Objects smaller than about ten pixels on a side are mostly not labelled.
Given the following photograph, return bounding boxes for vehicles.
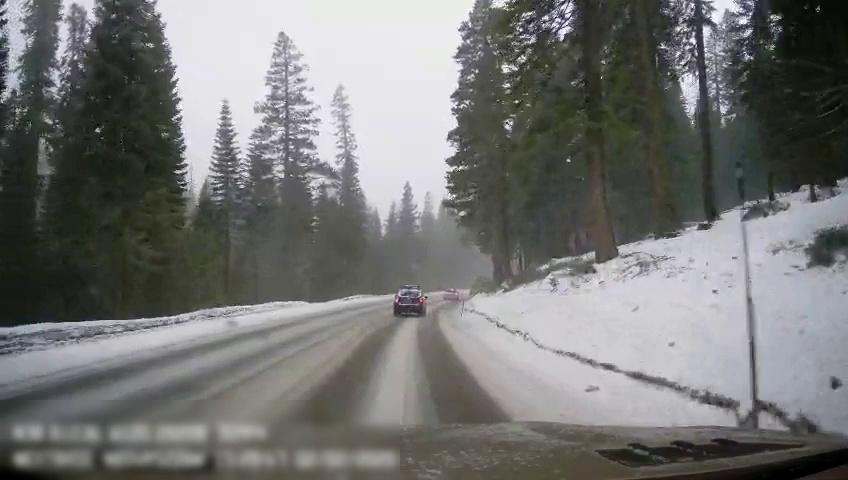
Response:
[443,288,459,300]
[393,284,428,316]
